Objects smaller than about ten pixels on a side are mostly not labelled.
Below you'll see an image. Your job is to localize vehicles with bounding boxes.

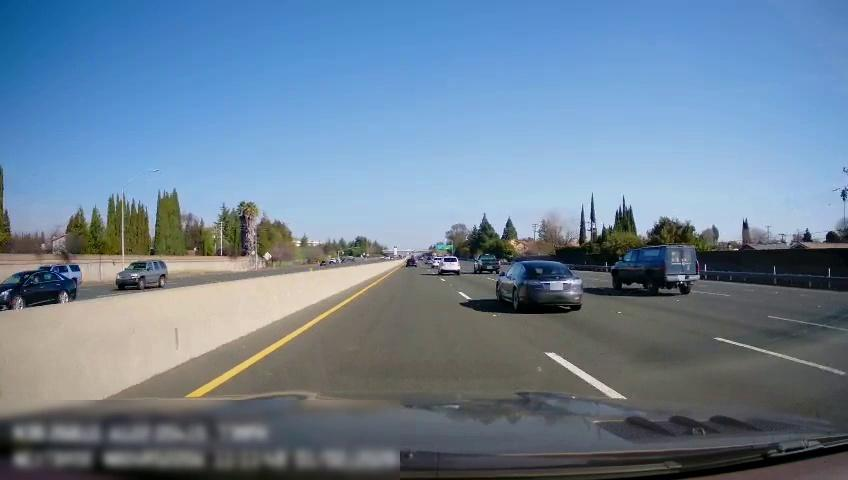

[319,260,327,267]
[328,257,337,265]
[115,260,169,291]
[430,256,443,269]
[38,264,82,287]
[611,243,701,294]
[473,254,501,274]
[404,255,418,267]
[0,269,78,311]
[494,260,584,312]
[438,256,460,275]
